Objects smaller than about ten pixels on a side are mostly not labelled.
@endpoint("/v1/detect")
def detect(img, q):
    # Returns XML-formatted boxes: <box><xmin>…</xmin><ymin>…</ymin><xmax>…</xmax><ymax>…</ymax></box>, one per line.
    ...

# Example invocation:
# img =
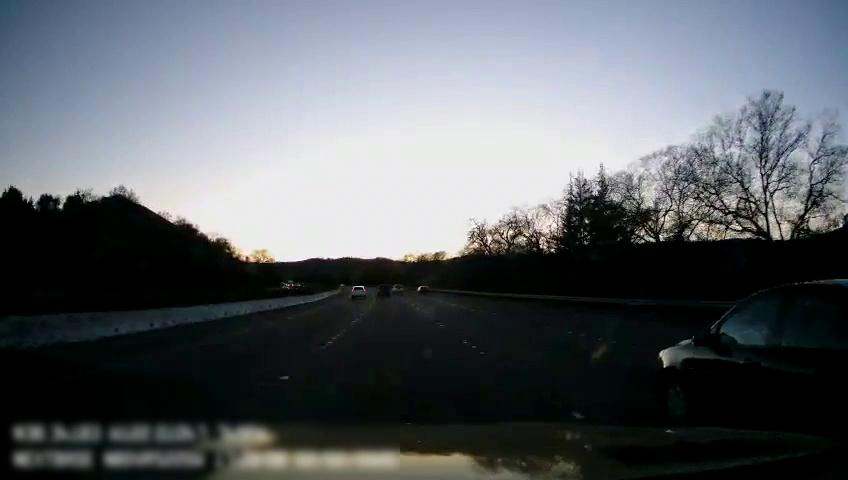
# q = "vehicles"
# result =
<box><xmin>651</xmin><ymin>278</ymin><xmax>848</xmax><ymax>444</ymax></box>
<box><xmin>392</xmin><ymin>285</ymin><xmax>403</xmax><ymax>295</ymax></box>
<box><xmin>378</xmin><ymin>286</ymin><xmax>391</xmax><ymax>298</ymax></box>
<box><xmin>417</xmin><ymin>285</ymin><xmax>429</xmax><ymax>294</ymax></box>
<box><xmin>351</xmin><ymin>285</ymin><xmax>366</xmax><ymax>299</ymax></box>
